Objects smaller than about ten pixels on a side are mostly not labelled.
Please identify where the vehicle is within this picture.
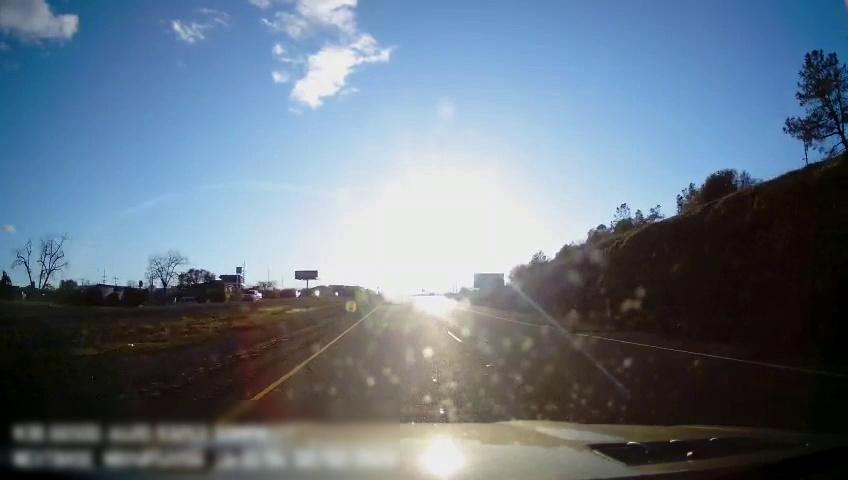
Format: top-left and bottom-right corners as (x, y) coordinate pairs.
(242, 290), (263, 302)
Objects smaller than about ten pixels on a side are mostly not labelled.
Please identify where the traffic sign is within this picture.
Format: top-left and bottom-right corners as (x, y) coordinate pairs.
(474, 273), (504, 289)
